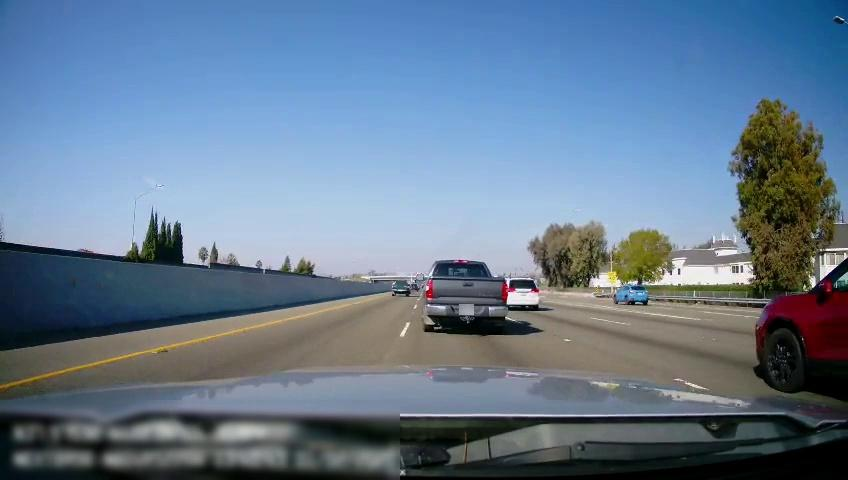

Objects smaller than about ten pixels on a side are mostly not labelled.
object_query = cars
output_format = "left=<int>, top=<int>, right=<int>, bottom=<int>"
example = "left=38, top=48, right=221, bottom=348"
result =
left=611, top=283, right=650, bottom=307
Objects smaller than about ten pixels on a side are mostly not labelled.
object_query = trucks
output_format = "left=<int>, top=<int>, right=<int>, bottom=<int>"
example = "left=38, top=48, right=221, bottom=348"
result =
left=391, top=279, right=411, bottom=297
left=422, top=259, right=510, bottom=336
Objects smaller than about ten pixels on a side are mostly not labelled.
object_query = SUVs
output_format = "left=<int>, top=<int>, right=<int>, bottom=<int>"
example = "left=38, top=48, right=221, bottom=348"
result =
left=755, top=256, right=848, bottom=394
left=504, top=277, right=540, bottom=312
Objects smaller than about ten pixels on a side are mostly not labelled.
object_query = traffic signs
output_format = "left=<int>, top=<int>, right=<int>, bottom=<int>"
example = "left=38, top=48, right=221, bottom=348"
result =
left=608, top=271, right=617, bottom=283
